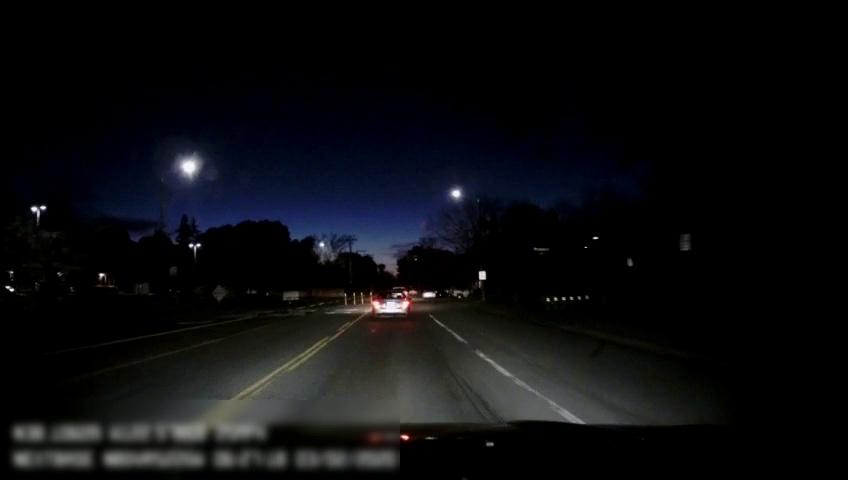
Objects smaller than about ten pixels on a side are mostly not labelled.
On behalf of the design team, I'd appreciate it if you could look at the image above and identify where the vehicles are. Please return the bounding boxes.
[422,287,437,301]
[453,288,468,300]
[371,289,412,320]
